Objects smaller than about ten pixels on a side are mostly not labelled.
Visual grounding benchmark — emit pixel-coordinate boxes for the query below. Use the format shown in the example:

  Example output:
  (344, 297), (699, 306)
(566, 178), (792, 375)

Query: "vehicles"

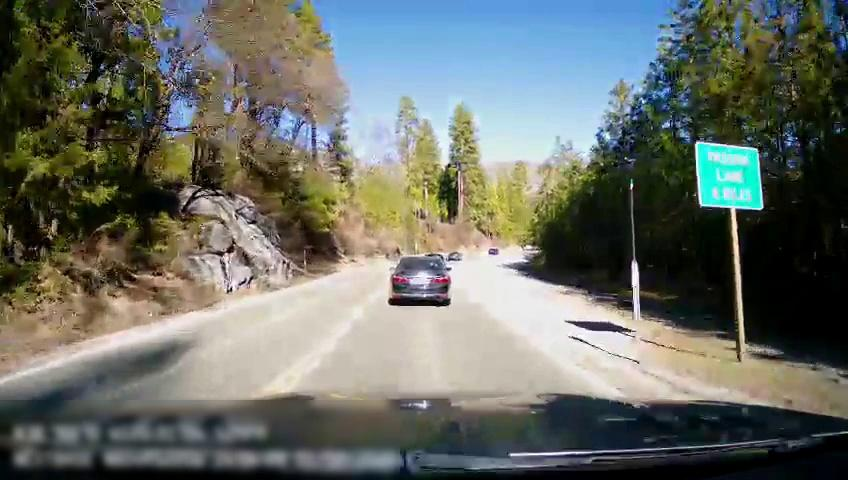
(390, 255), (454, 305)
(447, 250), (464, 262)
(425, 253), (447, 266)
(488, 247), (499, 255)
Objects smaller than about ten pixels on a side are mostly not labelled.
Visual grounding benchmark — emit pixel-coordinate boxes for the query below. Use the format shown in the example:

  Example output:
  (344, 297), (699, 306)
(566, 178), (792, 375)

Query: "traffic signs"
(694, 140), (764, 211)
